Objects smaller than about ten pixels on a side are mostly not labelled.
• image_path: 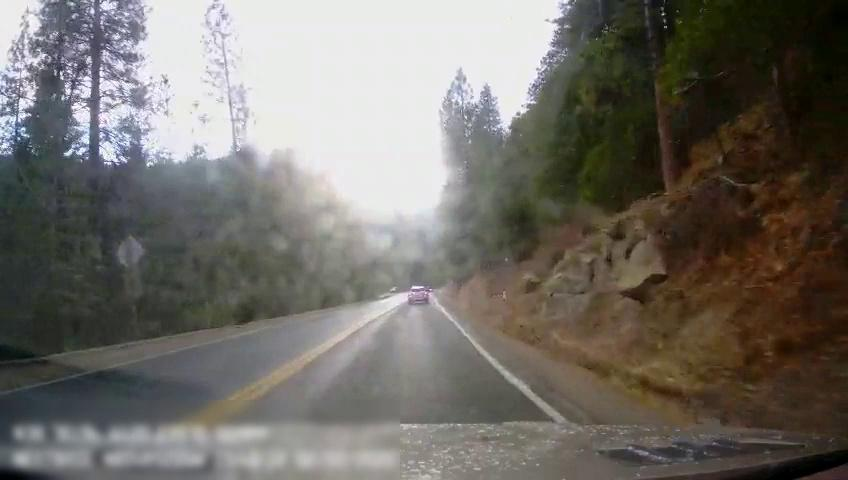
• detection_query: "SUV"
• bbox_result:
[407,285,429,304]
